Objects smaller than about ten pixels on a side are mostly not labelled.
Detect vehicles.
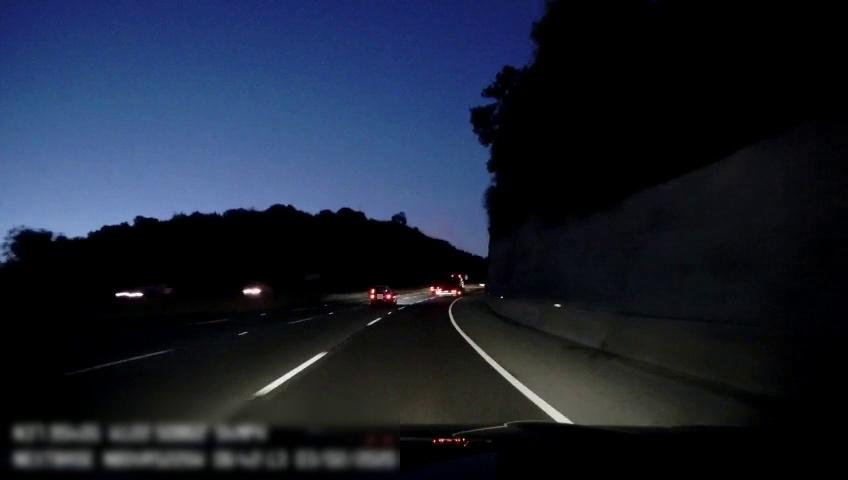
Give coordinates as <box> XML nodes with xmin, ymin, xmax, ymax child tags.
<box><xmin>243</xmin><ymin>281</ymin><xmax>275</xmax><ymax>297</ymax></box>
<box><xmin>435</xmin><ymin>274</ymin><xmax>466</xmax><ymax>299</ymax></box>
<box><xmin>370</xmin><ymin>288</ymin><xmax>397</xmax><ymax>308</ymax></box>
<box><xmin>115</xmin><ymin>280</ymin><xmax>174</xmax><ymax>306</ymax></box>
